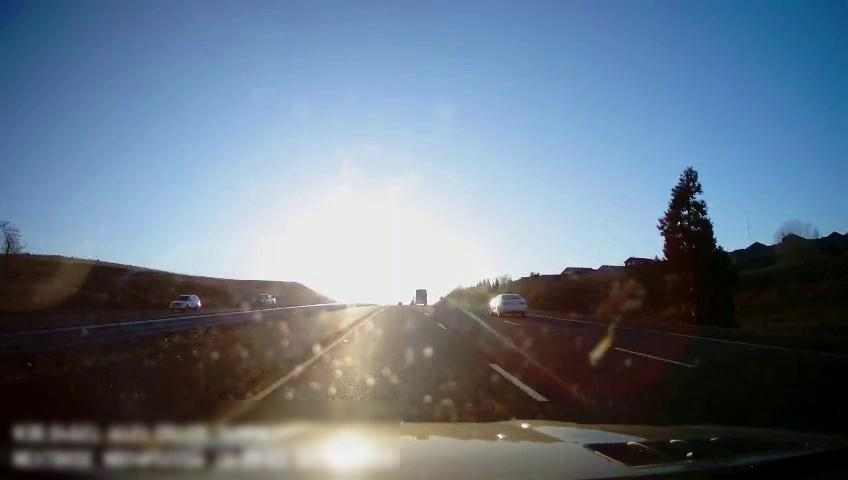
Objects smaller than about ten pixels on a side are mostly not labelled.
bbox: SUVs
[169,294,201,314]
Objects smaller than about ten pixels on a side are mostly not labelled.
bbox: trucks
[416,288,427,307]
[252,294,276,309]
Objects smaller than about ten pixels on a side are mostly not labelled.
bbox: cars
[489,293,527,319]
